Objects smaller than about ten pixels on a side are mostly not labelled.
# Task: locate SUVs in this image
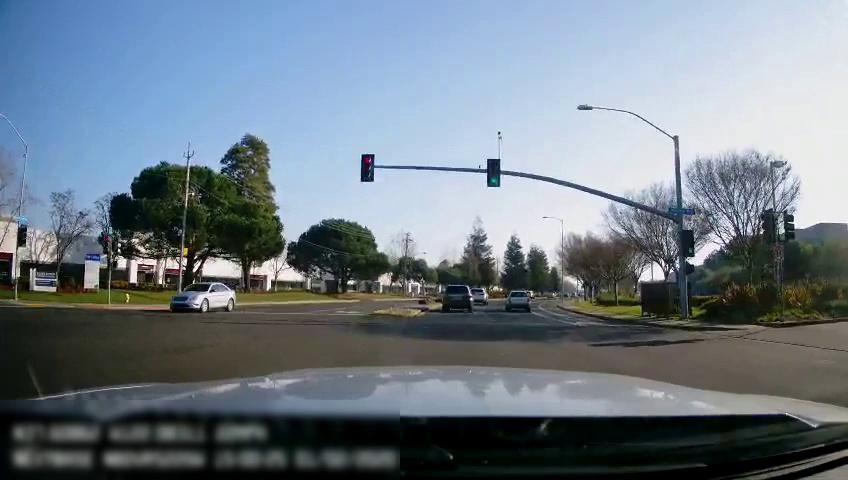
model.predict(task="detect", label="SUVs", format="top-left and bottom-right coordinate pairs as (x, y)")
top-left (505, 289), bottom-right (532, 313)
top-left (441, 284), bottom-right (474, 314)
top-left (467, 287), bottom-right (490, 306)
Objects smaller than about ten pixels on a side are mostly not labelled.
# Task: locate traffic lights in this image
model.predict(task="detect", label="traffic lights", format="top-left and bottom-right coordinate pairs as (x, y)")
top-left (360, 154), bottom-right (375, 182)
top-left (16, 225), bottom-right (28, 248)
top-left (680, 229), bottom-right (695, 258)
top-left (782, 210), bottom-right (797, 242)
top-left (486, 158), bottom-right (501, 188)
top-left (761, 207), bottom-right (776, 244)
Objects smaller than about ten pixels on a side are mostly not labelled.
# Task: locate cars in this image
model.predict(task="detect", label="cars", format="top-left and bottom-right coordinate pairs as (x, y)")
top-left (169, 281), bottom-right (237, 313)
